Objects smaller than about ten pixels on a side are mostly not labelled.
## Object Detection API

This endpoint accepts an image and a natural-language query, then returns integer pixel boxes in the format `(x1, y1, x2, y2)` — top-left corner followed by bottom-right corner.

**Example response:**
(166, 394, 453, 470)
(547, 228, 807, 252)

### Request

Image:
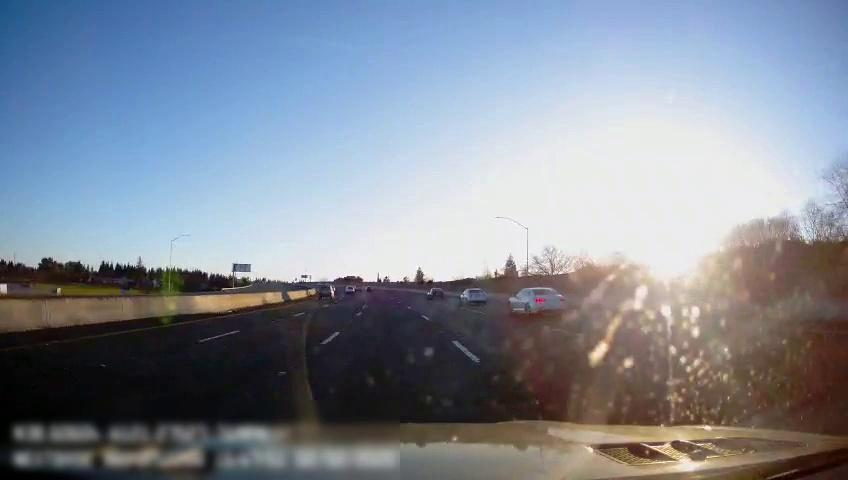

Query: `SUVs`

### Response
(317, 284, 334, 299)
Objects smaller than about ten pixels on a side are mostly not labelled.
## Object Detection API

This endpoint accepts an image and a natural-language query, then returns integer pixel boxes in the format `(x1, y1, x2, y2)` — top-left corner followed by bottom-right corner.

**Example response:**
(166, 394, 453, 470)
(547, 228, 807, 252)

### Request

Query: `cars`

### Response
(425, 287, 445, 300)
(508, 287, 566, 318)
(460, 288, 486, 304)
(344, 284, 355, 294)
